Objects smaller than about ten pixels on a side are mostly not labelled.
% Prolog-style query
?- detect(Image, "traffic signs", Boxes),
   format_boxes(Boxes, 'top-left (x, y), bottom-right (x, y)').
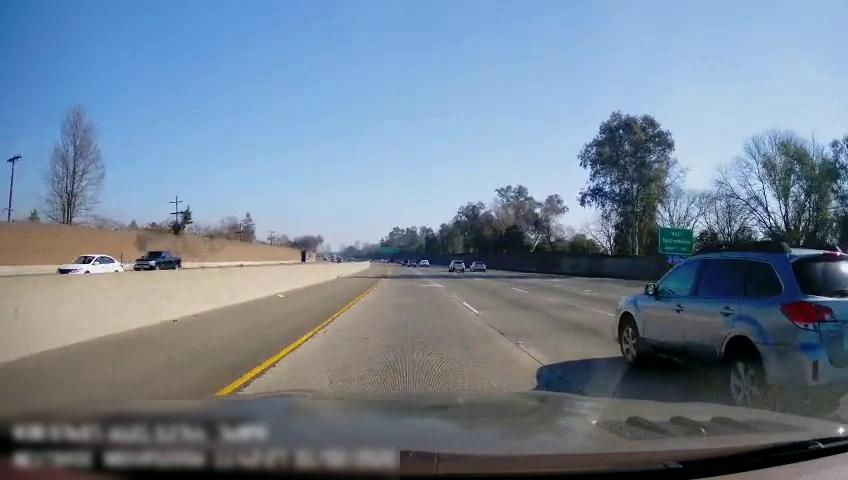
top-left (658, 225), bottom-right (694, 255)
top-left (667, 254), bottom-right (688, 264)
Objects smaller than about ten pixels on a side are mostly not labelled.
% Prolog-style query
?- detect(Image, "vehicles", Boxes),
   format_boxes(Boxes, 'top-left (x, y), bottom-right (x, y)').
top-left (55, 254), bottom-right (128, 275)
top-left (133, 250), bottom-right (184, 271)
top-left (419, 259), bottom-right (430, 267)
top-left (449, 260), bottom-right (465, 272)
top-left (469, 260), bottom-right (486, 272)
top-left (612, 239), bottom-right (848, 414)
